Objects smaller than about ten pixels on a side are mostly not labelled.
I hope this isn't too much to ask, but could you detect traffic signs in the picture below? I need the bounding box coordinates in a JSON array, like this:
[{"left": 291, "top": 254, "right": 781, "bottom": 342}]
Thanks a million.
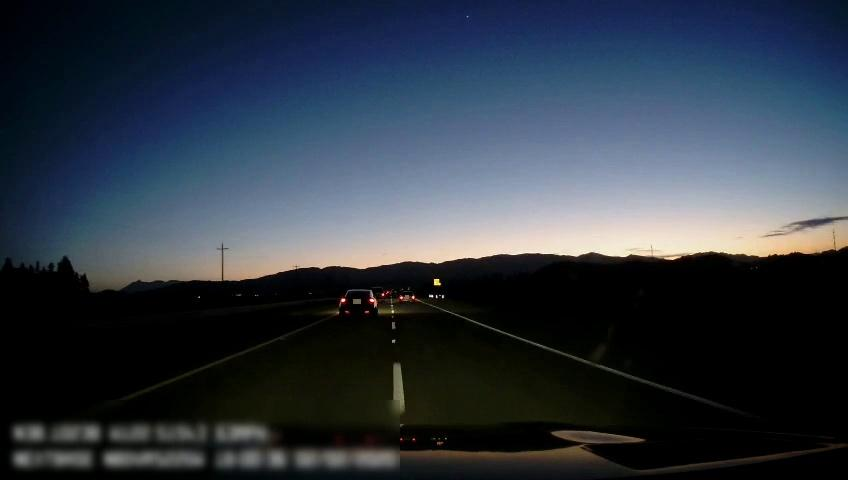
[{"left": 431, "top": 277, "right": 443, "bottom": 289}]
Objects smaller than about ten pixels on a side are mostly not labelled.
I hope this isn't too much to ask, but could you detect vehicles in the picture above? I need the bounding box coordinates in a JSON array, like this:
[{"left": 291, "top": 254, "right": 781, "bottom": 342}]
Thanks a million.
[
  {"left": 338, "top": 289, "right": 378, "bottom": 319},
  {"left": 399, "top": 291, "right": 415, "bottom": 303},
  {"left": 370, "top": 286, "right": 384, "bottom": 299}
]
